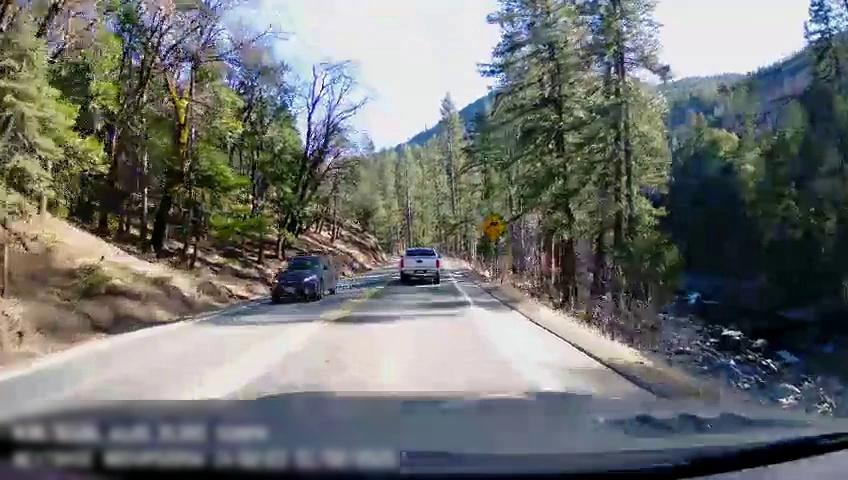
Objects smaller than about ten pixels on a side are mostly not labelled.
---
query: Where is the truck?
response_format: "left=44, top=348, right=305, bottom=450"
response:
left=400, top=246, right=442, bottom=284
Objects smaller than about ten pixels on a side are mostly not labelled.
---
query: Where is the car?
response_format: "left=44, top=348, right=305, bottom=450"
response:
left=270, top=255, right=339, bottom=304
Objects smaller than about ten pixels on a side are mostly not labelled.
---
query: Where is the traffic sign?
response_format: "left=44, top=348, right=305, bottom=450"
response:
left=483, top=218, right=499, bottom=235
